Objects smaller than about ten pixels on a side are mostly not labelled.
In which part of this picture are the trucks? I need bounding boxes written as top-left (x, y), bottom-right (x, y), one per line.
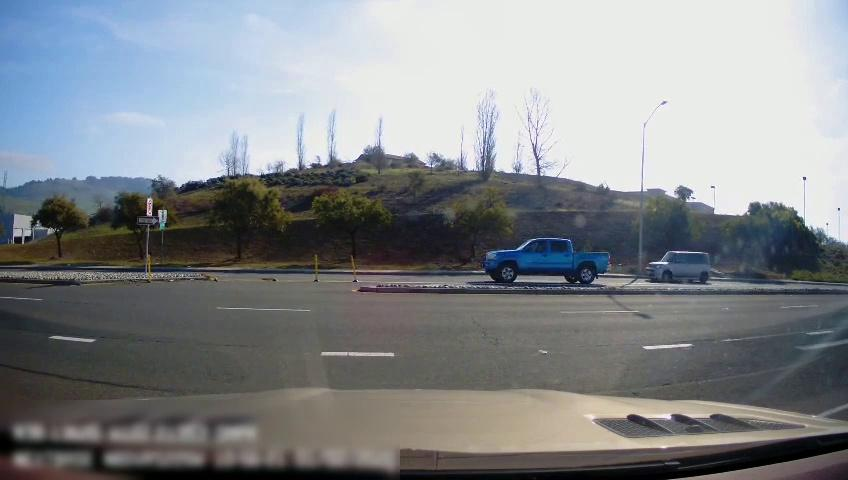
top-left (482, 237), bottom-right (612, 285)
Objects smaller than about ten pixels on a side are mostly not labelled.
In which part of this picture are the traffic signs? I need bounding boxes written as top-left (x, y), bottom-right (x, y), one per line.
top-left (145, 198), bottom-right (152, 217)
top-left (138, 216), bottom-right (159, 225)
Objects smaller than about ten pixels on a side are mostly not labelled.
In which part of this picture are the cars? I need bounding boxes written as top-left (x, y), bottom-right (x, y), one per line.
top-left (645, 250), bottom-right (712, 283)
